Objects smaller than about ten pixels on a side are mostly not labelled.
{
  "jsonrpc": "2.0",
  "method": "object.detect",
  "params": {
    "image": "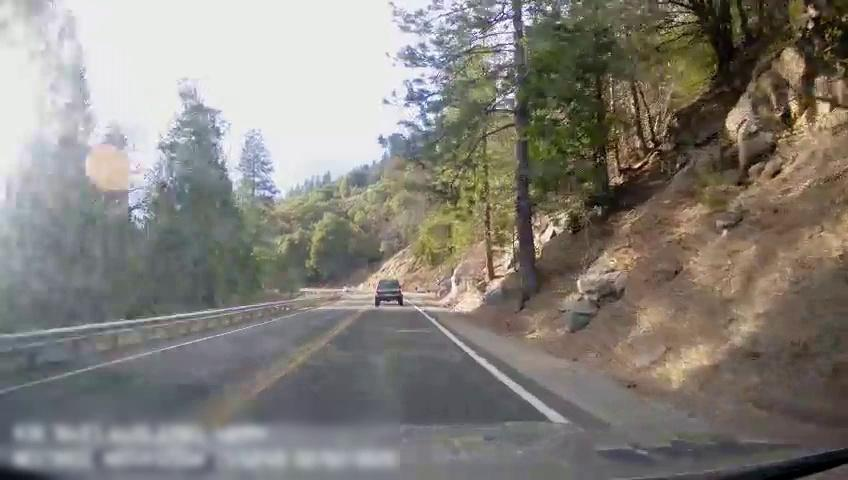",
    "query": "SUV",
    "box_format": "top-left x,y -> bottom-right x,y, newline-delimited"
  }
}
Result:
374,278 -> 403,306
